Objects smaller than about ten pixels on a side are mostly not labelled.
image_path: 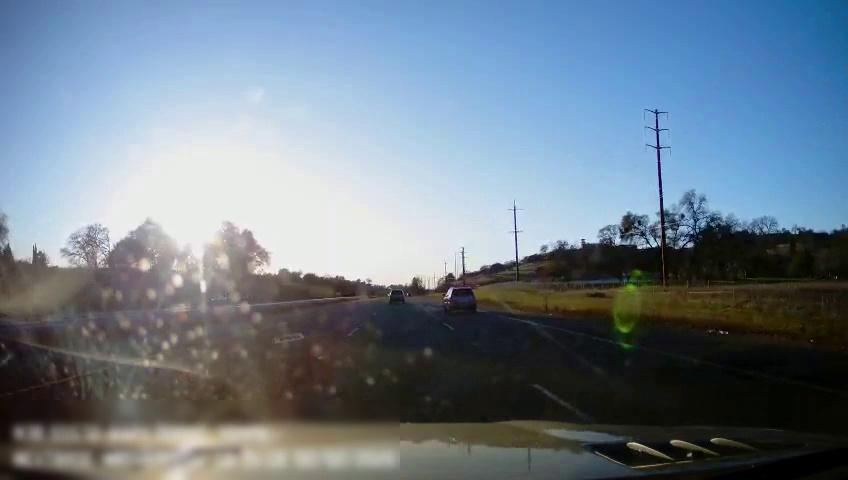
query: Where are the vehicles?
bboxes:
[207,294,228,304]
[387,288,406,306]
[443,286,477,314]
